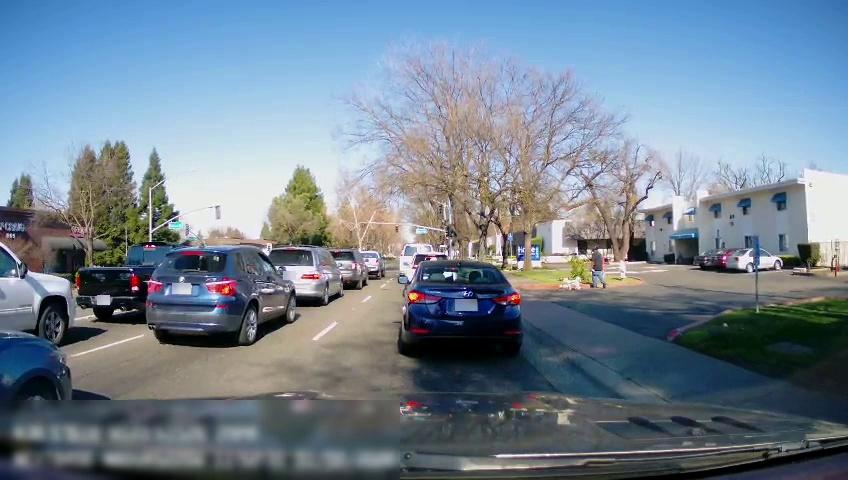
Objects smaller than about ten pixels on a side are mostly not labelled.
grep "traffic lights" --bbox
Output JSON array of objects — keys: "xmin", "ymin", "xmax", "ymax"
[
  {"xmin": 185, "ymin": 224, "xmax": 190, "ymax": 237},
  {"xmin": 214, "ymin": 204, "xmax": 222, "ymax": 220},
  {"xmin": 450, "ymin": 224, "xmax": 458, "ymax": 238}
]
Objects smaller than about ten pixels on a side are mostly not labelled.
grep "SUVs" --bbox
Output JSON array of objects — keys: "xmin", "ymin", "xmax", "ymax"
[
  {"xmin": 327, "ymin": 248, "xmax": 369, "ymax": 290},
  {"xmin": 403, "ymin": 251, "xmax": 448, "ymax": 282},
  {"xmin": 145, "ymin": 244, "xmax": 297, "ymax": 347}
]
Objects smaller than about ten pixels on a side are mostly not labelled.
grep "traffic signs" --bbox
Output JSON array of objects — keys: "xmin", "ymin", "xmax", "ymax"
[
  {"xmin": 168, "ymin": 221, "xmax": 183, "ymax": 230},
  {"xmin": 416, "ymin": 228, "xmax": 428, "ymax": 234}
]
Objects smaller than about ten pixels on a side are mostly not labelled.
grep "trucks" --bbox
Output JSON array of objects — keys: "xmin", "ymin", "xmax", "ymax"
[
  {"xmin": 0, "ymin": 240, "xmax": 78, "ymax": 346},
  {"xmin": 75, "ymin": 241, "xmax": 194, "ymax": 322},
  {"xmin": 359, "ymin": 250, "xmax": 386, "ymax": 279}
]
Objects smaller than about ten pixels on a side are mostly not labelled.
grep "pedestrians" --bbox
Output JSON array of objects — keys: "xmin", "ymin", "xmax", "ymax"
[{"xmin": 591, "ymin": 248, "xmax": 607, "ymax": 290}]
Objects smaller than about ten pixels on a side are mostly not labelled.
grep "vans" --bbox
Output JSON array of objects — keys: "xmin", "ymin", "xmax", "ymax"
[
  {"xmin": 399, "ymin": 243, "xmax": 432, "ymax": 277},
  {"xmin": 266, "ymin": 246, "xmax": 344, "ymax": 305}
]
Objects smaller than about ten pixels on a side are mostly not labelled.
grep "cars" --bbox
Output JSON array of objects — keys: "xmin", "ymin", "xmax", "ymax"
[
  {"xmin": 727, "ymin": 248, "xmax": 784, "ymax": 273},
  {"xmin": 397, "ymin": 260, "xmax": 524, "ymax": 355},
  {"xmin": 710, "ymin": 248, "xmax": 747, "ymax": 272},
  {"xmin": 0, "ymin": 330, "xmax": 74, "ymax": 417},
  {"xmin": 693, "ymin": 249, "xmax": 726, "ymax": 270}
]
